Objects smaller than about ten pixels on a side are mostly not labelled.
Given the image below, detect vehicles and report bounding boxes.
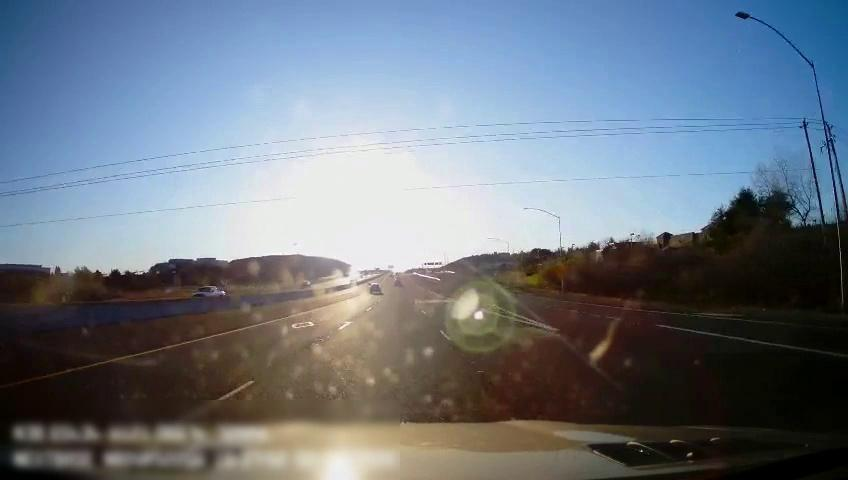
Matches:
[369,282,382,294]
[300,280,311,288]
[192,285,226,298]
